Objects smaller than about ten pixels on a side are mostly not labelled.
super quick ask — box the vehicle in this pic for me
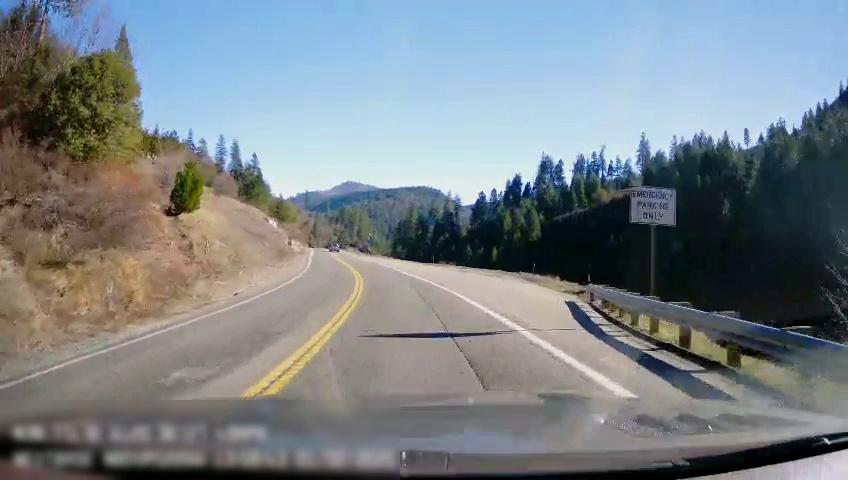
[330,245,340,253]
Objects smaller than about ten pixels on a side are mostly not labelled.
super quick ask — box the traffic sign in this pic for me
[630,188,676,227]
